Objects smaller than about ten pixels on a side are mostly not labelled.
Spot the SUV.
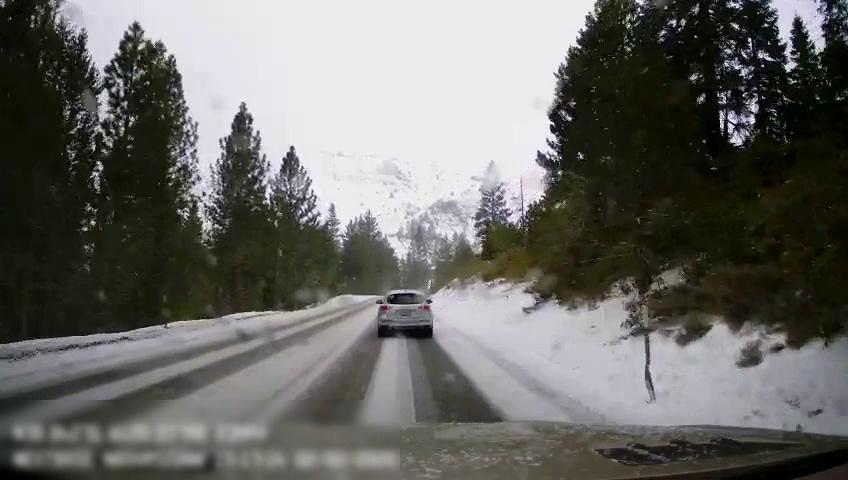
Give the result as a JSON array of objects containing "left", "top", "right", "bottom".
[{"left": 375, "top": 290, "right": 434, "bottom": 340}]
